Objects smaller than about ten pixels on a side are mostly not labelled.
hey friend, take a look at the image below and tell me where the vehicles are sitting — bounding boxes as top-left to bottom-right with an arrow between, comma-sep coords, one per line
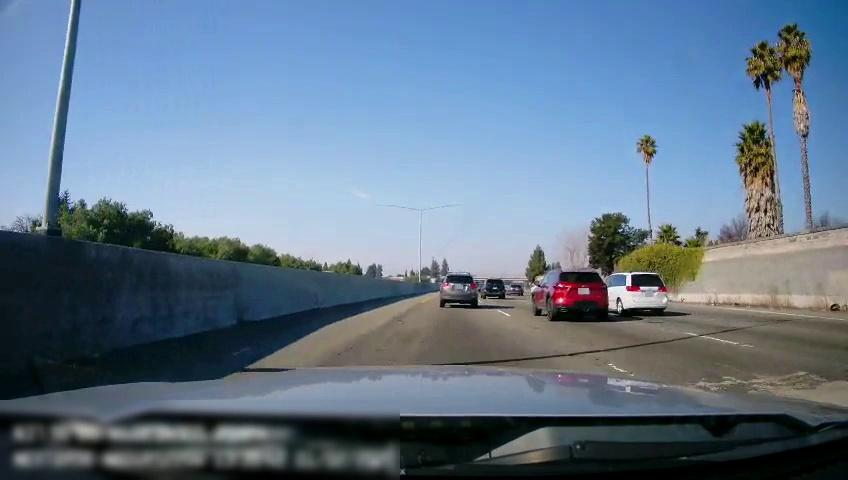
529,269 -> 610,322
479,278 -> 506,300
505,283 -> 524,297
471,281 -> 482,293
439,271 -> 478,308
599,271 -> 670,317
